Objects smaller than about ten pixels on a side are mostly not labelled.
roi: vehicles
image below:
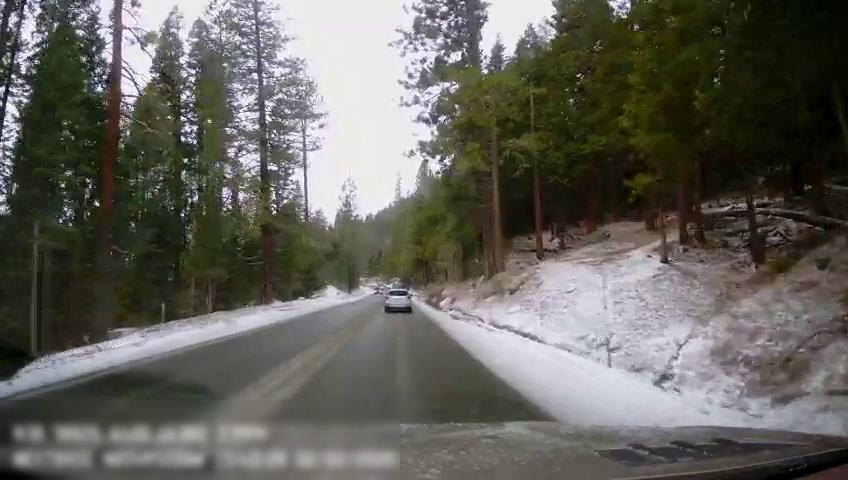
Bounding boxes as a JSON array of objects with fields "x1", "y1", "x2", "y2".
[
  {"x1": 384, "y1": 288, "x2": 414, "y2": 312},
  {"x1": 392, "y1": 284, "x2": 408, "y2": 289}
]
